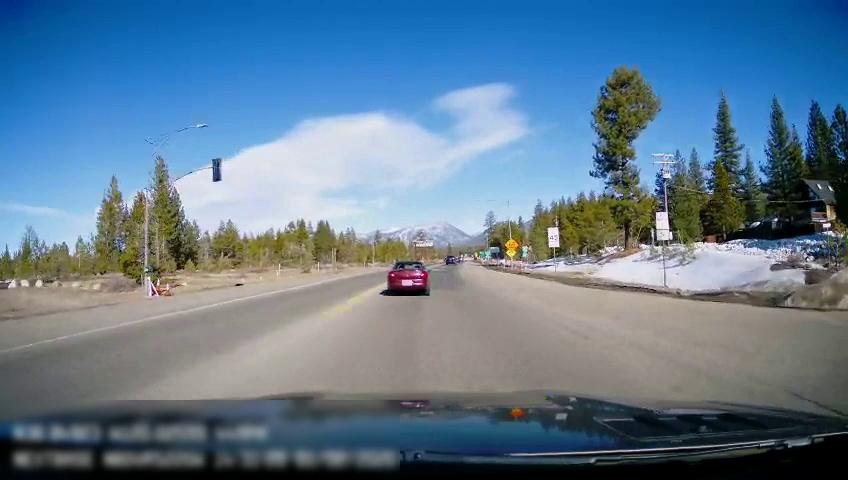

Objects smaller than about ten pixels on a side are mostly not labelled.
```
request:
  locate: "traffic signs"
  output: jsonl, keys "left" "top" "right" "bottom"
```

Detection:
{"left": 656, "top": 230, "right": 673, "bottom": 241}
{"left": 547, "top": 227, "right": 560, "bottom": 248}
{"left": 489, "top": 247, "right": 500, "bottom": 253}
{"left": 506, "top": 249, "right": 517, "bottom": 257}
{"left": 655, "top": 212, "right": 669, "bottom": 229}
{"left": 505, "top": 240, "right": 519, "bottom": 252}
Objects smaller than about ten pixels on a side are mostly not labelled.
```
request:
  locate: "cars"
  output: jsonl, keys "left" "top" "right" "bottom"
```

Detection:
{"left": 387, "top": 262, "right": 429, "bottom": 294}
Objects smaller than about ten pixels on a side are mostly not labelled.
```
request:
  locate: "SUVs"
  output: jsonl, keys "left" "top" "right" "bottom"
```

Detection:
{"left": 446, "top": 255, "right": 457, "bottom": 265}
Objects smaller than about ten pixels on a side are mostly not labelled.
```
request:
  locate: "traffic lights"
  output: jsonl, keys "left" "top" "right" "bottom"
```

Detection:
{"left": 211, "top": 158, "right": 222, "bottom": 182}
